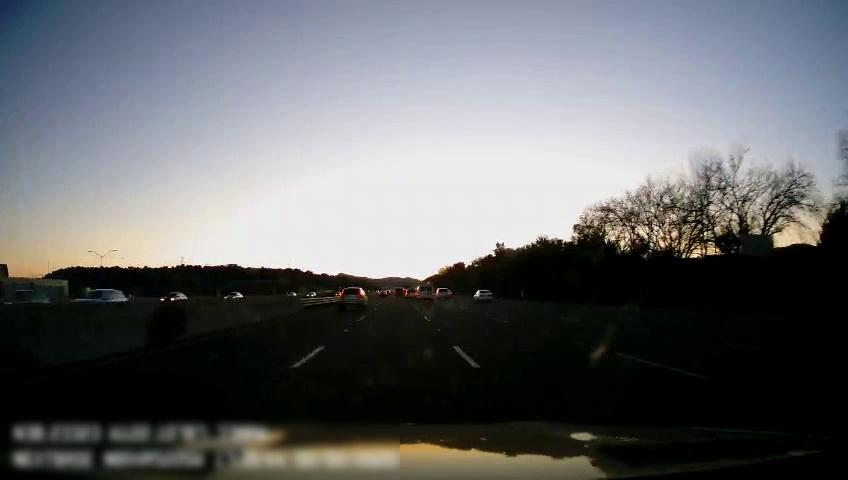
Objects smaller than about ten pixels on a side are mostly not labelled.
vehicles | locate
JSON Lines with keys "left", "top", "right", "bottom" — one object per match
{"left": 338, "top": 287, "right": 369, "bottom": 309}
{"left": 305, "top": 291, "right": 317, "bottom": 298}
{"left": 72, "top": 289, "right": 129, "bottom": 303}
{"left": 416, "top": 285, "right": 434, "bottom": 301}
{"left": 0, "top": 289, "right": 51, "bottom": 304}
{"left": 223, "top": 291, "right": 244, "bottom": 300}
{"left": 472, "top": 290, "right": 492, "bottom": 303}
{"left": 160, "top": 291, "right": 188, "bottom": 302}
{"left": 434, "top": 287, "right": 453, "bottom": 300}
{"left": 404, "top": 288, "right": 417, "bottom": 298}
